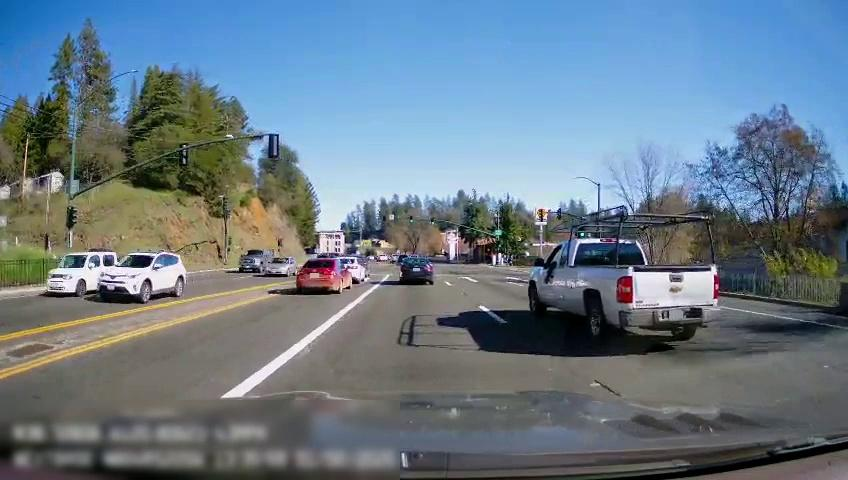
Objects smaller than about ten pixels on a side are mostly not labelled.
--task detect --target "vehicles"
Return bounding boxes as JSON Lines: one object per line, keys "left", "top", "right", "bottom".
{"left": 336, "top": 257, "right": 366, "bottom": 284}
{"left": 390, "top": 254, "right": 401, "bottom": 263}
{"left": 296, "top": 257, "right": 353, "bottom": 295}
{"left": 88, "top": 247, "right": 124, "bottom": 265}
{"left": 46, "top": 251, "right": 119, "bottom": 297}
{"left": 315, "top": 252, "right": 341, "bottom": 258}
{"left": 398, "top": 255, "right": 407, "bottom": 263}
{"left": 377, "top": 254, "right": 388, "bottom": 262}
{"left": 356, "top": 257, "right": 369, "bottom": 277}
{"left": 398, "top": 256, "right": 435, "bottom": 286}
{"left": 527, "top": 203, "right": 720, "bottom": 351}
{"left": 96, "top": 250, "right": 188, "bottom": 303}
{"left": 264, "top": 256, "right": 298, "bottom": 278}
{"left": 237, "top": 248, "right": 275, "bottom": 273}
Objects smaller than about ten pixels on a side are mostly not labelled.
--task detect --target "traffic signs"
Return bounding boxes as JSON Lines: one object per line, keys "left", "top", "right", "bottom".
{"left": 249, "top": 132, "right": 264, "bottom": 141}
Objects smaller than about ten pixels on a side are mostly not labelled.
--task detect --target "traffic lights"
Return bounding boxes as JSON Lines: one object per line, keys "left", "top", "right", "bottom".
{"left": 268, "top": 133, "right": 279, "bottom": 159}
{"left": 537, "top": 208, "right": 544, "bottom": 222}
{"left": 222, "top": 197, "right": 229, "bottom": 211}
{"left": 556, "top": 208, "right": 562, "bottom": 220}
{"left": 70, "top": 207, "right": 78, "bottom": 225}
{"left": 179, "top": 143, "right": 188, "bottom": 166}
{"left": 578, "top": 228, "right": 586, "bottom": 242}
